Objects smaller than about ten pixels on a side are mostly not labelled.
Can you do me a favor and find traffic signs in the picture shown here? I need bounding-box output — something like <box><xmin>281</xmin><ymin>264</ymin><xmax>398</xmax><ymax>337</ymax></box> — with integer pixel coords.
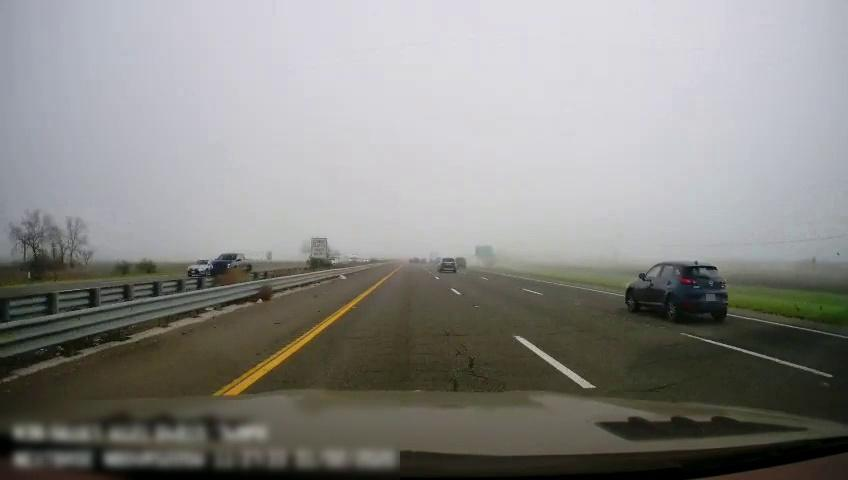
<box><xmin>265</xmin><ymin>250</ymin><xmax>274</xmax><ymax>262</ymax></box>
<box><xmin>474</xmin><ymin>244</ymin><xmax>495</xmax><ymax>258</ymax></box>
<box><xmin>309</xmin><ymin>236</ymin><xmax>329</xmax><ymax>259</ymax></box>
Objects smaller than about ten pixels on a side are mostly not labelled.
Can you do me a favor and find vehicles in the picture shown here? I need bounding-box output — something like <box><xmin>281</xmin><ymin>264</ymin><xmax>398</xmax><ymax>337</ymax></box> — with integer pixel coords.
<box><xmin>428</xmin><ymin>252</ymin><xmax>439</xmax><ymax>263</ymax></box>
<box><xmin>187</xmin><ymin>259</ymin><xmax>217</xmax><ymax>278</ymax></box>
<box><xmin>451</xmin><ymin>256</ymin><xmax>468</xmax><ymax>269</ymax></box>
<box><xmin>622</xmin><ymin>260</ymin><xmax>730</xmax><ymax>322</ymax></box>
<box><xmin>209</xmin><ymin>252</ymin><xmax>254</xmax><ymax>277</ymax></box>
<box><xmin>437</xmin><ymin>257</ymin><xmax>457</xmax><ymax>273</ymax></box>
